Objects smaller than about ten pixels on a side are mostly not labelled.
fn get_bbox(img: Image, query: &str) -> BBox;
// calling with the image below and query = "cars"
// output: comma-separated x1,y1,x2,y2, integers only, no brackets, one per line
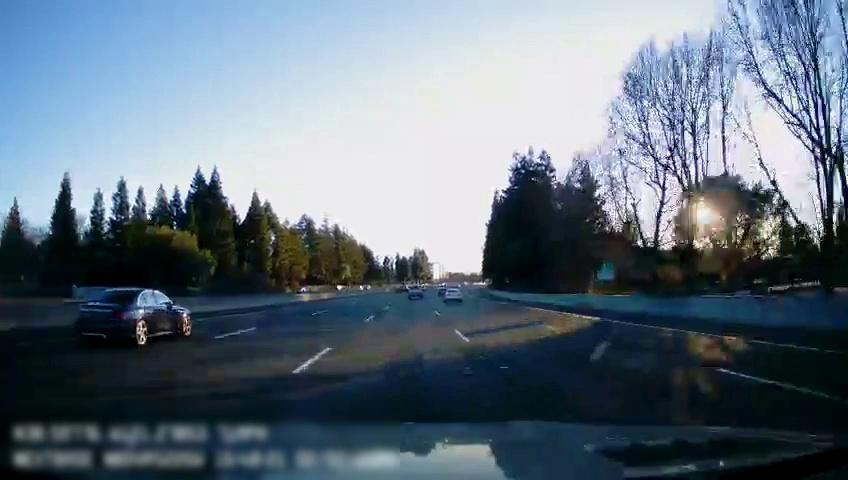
444,287,463,302
75,286,192,350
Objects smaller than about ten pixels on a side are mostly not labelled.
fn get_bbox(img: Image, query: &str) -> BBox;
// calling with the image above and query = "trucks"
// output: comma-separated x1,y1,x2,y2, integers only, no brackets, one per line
409,286,424,299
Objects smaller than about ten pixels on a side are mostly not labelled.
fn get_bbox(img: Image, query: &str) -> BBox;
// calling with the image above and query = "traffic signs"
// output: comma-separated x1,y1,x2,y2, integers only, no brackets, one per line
596,260,617,281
